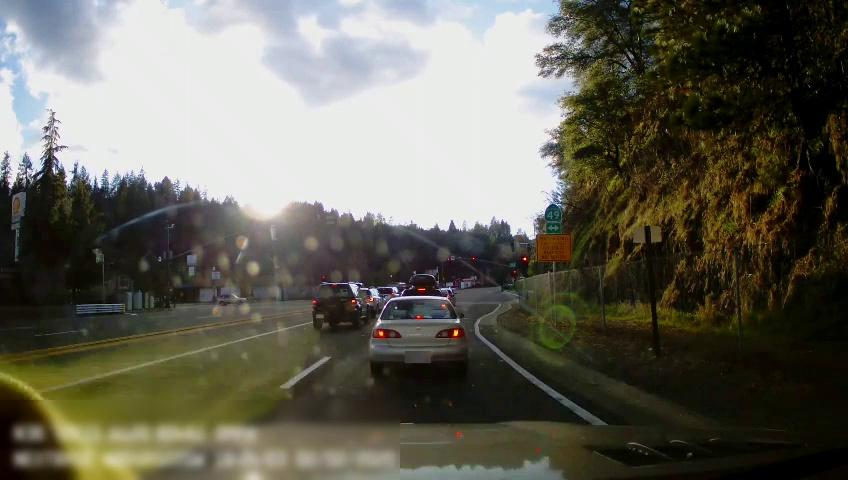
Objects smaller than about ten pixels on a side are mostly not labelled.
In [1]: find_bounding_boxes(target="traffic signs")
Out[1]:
[544,203,562,221]
[535,234,572,262]
[543,221,562,234]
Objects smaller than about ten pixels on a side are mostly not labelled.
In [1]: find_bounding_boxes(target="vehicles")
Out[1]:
[404,274,443,297]
[370,295,467,374]
[311,281,372,331]
[360,287,388,318]
[441,287,457,304]
[216,290,246,306]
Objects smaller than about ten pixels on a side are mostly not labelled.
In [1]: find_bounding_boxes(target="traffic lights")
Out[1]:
[520,255,528,272]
